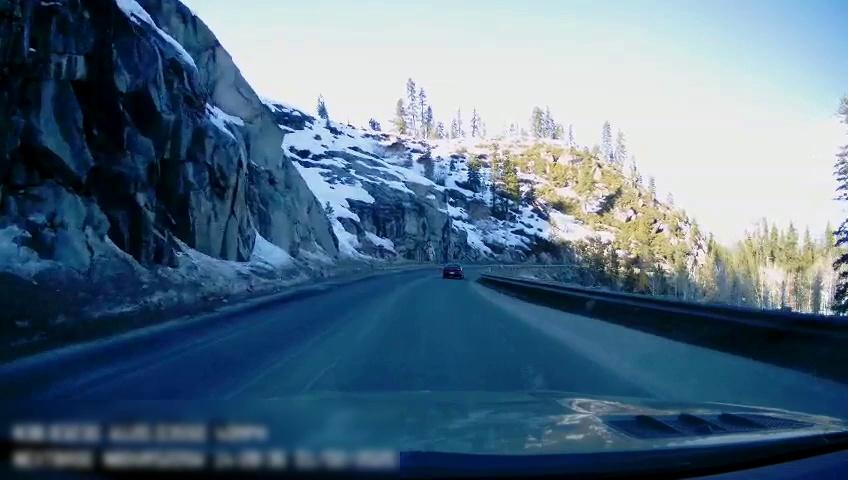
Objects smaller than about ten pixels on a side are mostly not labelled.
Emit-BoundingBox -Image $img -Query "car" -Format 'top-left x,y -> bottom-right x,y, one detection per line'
442,262 -> 464,279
